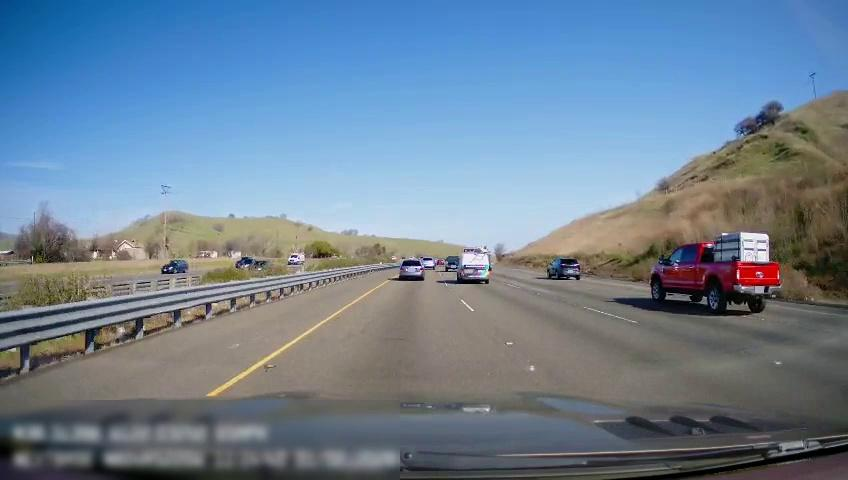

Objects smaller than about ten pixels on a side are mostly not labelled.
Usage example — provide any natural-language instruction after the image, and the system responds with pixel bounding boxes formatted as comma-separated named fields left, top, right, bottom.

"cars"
left=160, top=259, right=189, bottom=274
left=234, top=256, right=253, bottom=269
left=245, top=259, right=273, bottom=271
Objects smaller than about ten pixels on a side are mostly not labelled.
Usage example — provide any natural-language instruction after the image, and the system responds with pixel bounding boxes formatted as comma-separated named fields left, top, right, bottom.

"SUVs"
left=398, top=258, right=425, bottom=280
left=419, top=256, right=435, bottom=271
left=546, top=257, right=581, bottom=281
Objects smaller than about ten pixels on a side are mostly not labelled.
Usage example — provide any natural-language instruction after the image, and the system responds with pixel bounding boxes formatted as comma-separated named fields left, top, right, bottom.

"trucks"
left=445, top=255, right=462, bottom=272
left=647, top=231, right=782, bottom=315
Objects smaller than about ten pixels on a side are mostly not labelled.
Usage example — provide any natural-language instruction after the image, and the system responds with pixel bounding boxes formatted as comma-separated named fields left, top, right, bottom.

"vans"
left=287, top=252, right=306, bottom=266
left=456, top=246, right=490, bottom=284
